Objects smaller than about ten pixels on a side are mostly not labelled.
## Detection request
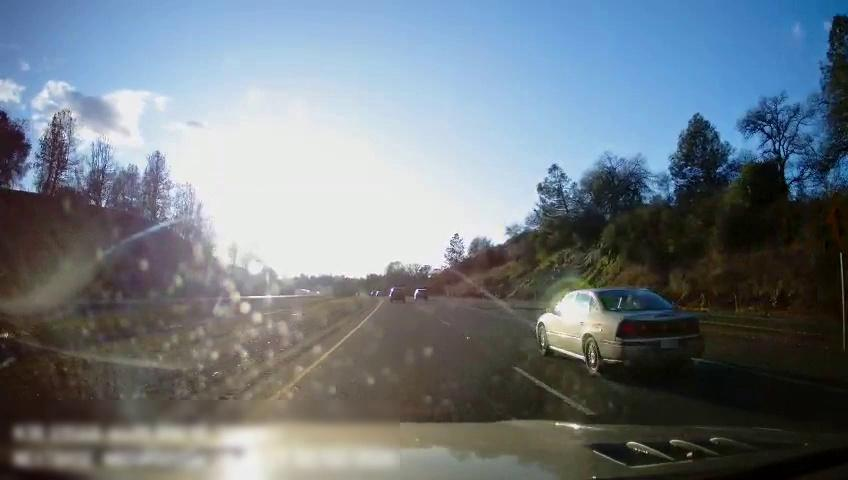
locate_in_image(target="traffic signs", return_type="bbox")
[824,190,848,253]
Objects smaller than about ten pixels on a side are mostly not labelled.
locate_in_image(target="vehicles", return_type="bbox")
[413,289,428,300]
[390,288,405,302]
[535,286,706,379]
